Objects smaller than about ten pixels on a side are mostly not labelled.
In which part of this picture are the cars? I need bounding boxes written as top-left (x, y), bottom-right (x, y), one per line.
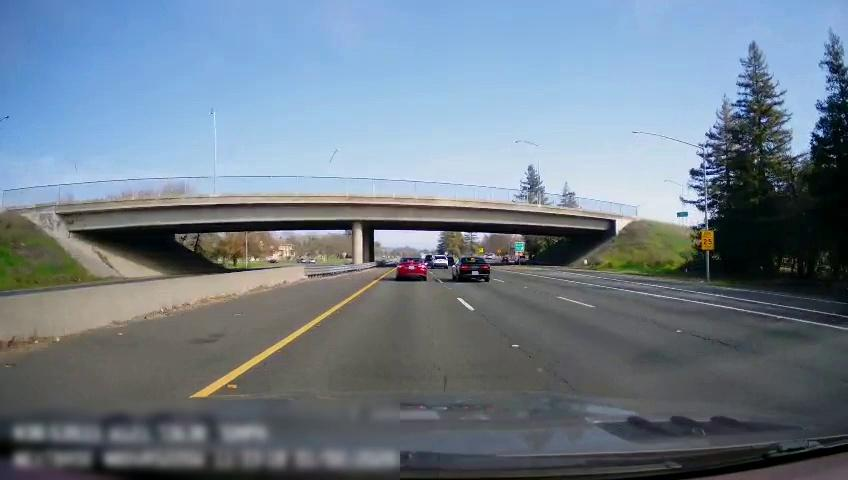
top-left (431, 256), bottom-right (448, 270)
top-left (395, 257), bottom-right (427, 281)
top-left (450, 255), bottom-right (492, 283)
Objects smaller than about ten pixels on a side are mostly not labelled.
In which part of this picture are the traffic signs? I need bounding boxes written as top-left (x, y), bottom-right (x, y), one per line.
top-left (701, 229), bottom-right (715, 251)
top-left (513, 241), bottom-right (526, 253)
